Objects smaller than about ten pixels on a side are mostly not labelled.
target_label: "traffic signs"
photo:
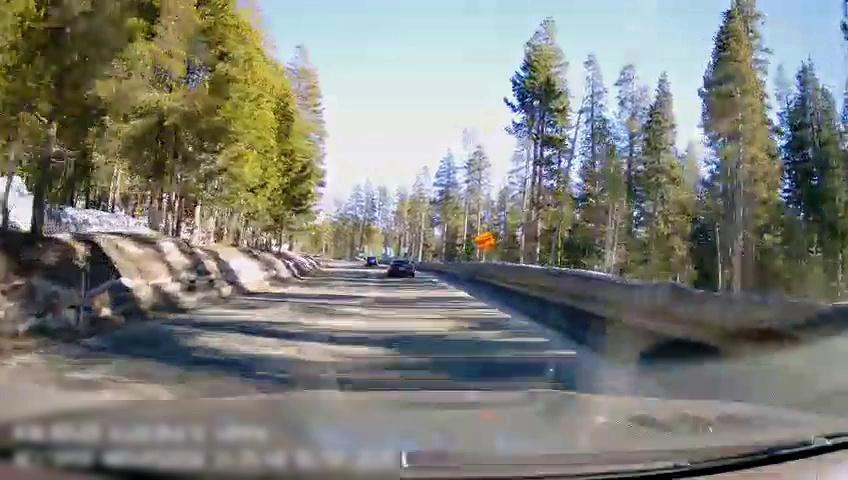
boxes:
[473,232,497,250]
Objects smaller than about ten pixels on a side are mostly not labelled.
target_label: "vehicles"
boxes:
[364,256,380,267]
[388,257,416,278]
